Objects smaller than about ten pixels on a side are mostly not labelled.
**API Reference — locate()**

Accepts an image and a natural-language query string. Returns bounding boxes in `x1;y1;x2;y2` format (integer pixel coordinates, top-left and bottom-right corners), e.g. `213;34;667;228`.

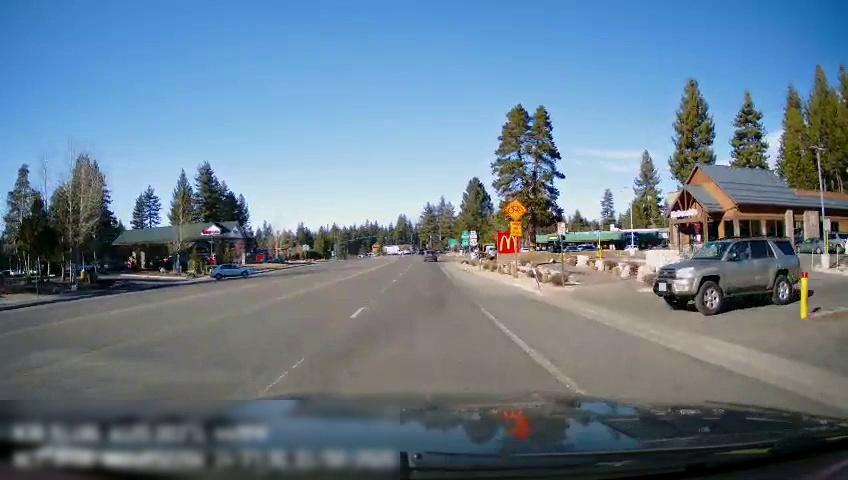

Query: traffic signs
504;197;528;221
510;221;523;236
462;232;470;246
448;239;461;249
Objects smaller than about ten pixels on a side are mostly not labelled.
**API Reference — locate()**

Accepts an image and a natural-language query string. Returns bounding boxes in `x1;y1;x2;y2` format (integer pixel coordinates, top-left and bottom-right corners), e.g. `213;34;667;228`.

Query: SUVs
576;243;597;250
654;237;802;316
425;250;439;262
813;231;848;254
563;245;582;252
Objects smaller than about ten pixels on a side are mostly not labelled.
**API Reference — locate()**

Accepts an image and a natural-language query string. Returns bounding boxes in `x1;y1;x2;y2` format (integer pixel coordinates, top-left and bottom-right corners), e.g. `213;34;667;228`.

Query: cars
212;264;249;281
